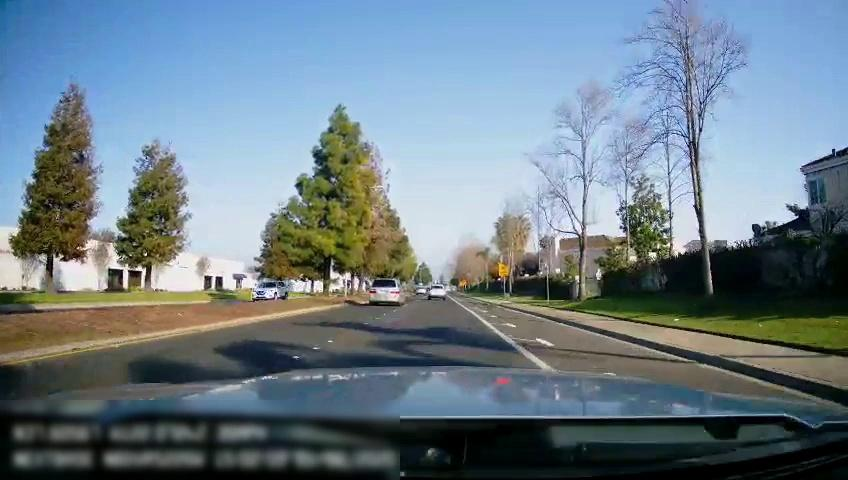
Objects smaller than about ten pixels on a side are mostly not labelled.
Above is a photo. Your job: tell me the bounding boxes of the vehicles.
[252,280,289,302]
[415,286,427,296]
[427,284,447,301]
[368,278,406,305]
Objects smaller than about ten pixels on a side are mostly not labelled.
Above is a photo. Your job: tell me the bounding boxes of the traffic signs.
[497,262,510,279]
